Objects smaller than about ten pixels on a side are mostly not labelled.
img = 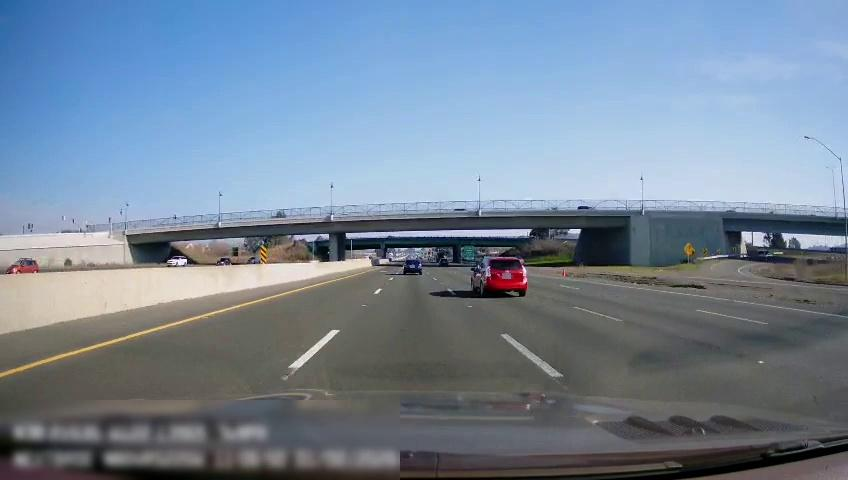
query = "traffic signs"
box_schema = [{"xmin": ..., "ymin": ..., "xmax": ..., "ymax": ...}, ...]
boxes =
[
  {"xmin": 462, "ymin": 245, "xmax": 475, "ymax": 261},
  {"xmin": 684, "ymin": 241, "xmax": 695, "ymax": 256},
  {"xmin": 259, "ymin": 244, "xmax": 268, "ymax": 265}
]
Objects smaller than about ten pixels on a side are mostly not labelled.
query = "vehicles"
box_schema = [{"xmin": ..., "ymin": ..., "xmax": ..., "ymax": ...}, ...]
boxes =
[
  {"xmin": 402, "ymin": 259, "xmax": 422, "ymax": 275},
  {"xmin": 470, "ymin": 256, "xmax": 528, "ymax": 299},
  {"xmin": 754, "ymin": 250, "xmax": 776, "ymax": 262},
  {"xmin": 166, "ymin": 255, "xmax": 188, "ymax": 268},
  {"xmin": 246, "ymin": 256, "xmax": 262, "ymax": 265},
  {"xmin": 5, "ymin": 258, "xmax": 40, "ymax": 276},
  {"xmin": 439, "ymin": 258, "xmax": 449, "ymax": 267},
  {"xmin": 215, "ymin": 257, "xmax": 233, "ymax": 267}
]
